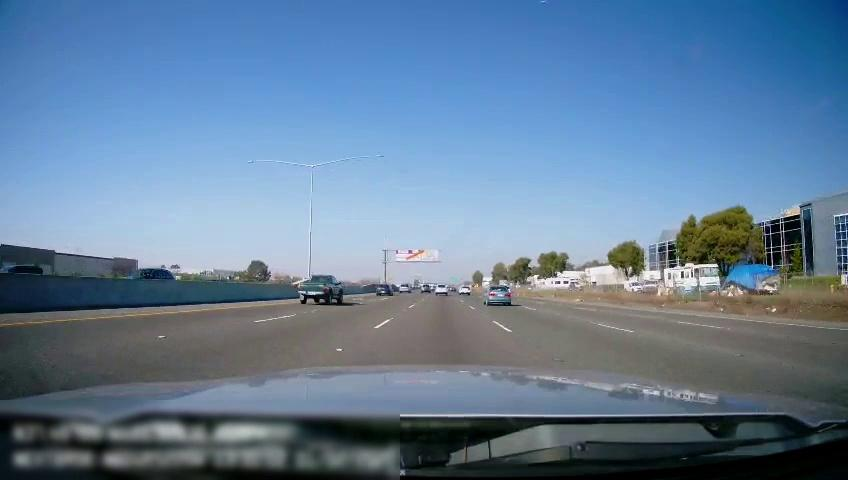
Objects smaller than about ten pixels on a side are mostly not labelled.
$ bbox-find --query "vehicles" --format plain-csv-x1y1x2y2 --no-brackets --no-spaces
375,284,394,297
663,262,721,295
0,263,44,276
544,277,580,291
482,284,512,307
399,283,411,294
498,279,508,286
421,284,431,294
297,273,344,306
639,270,661,293
127,268,176,281
504,284,512,294
435,284,448,296
623,280,643,293
458,286,471,295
